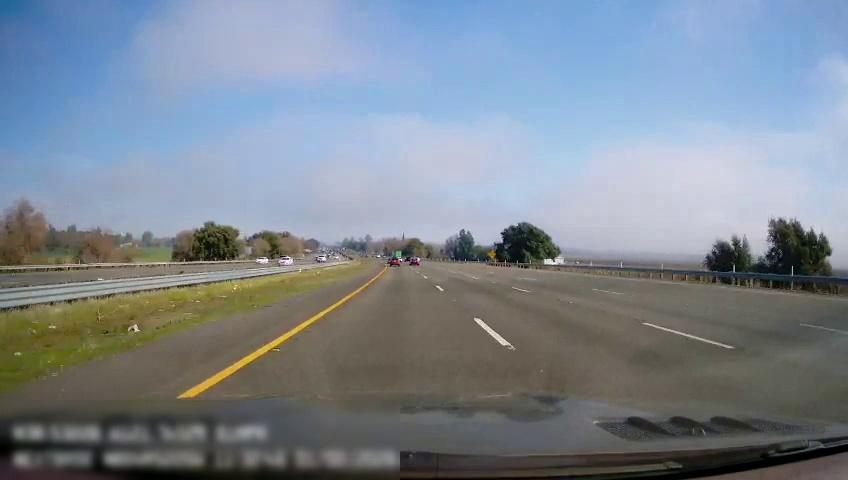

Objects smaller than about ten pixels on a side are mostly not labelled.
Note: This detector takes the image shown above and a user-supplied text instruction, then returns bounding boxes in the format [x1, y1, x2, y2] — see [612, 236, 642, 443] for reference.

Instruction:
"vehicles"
[255, 257, 269, 265]
[316, 255, 326, 263]
[278, 256, 295, 267]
